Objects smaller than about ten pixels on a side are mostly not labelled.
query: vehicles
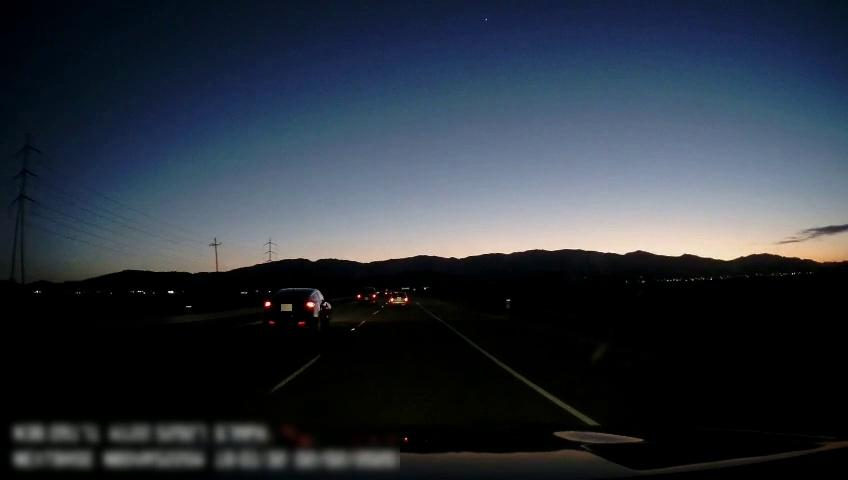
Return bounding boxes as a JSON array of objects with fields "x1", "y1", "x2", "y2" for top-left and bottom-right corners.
[
  {"x1": 263, "y1": 287, "x2": 333, "y2": 329},
  {"x1": 389, "y1": 290, "x2": 408, "y2": 305},
  {"x1": 354, "y1": 287, "x2": 377, "y2": 302}
]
